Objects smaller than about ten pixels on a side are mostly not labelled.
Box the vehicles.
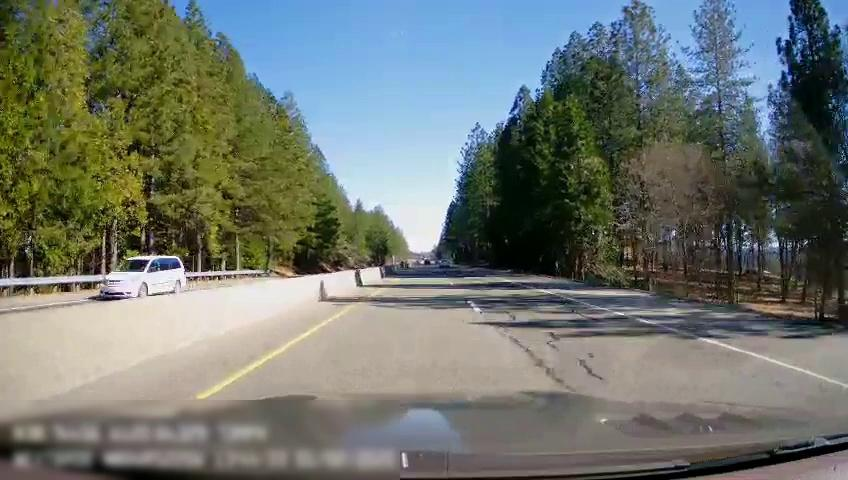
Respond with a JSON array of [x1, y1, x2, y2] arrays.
[[98, 255, 187, 301], [438, 258, 451, 269]]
